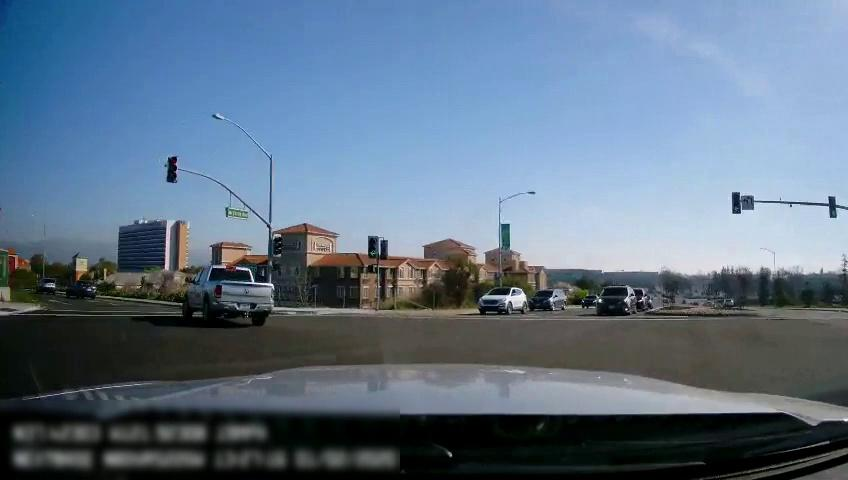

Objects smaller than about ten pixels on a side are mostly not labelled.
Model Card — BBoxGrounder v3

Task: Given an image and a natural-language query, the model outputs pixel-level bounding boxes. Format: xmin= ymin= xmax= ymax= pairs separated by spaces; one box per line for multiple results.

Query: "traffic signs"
xmin=225 ymin=206 xmax=249 ymax=220
xmin=740 ymin=194 xmax=755 ymax=210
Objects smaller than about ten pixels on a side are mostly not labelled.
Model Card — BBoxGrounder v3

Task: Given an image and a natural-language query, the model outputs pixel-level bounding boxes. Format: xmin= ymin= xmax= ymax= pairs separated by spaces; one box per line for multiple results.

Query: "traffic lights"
xmin=380 ymin=239 xmax=389 ymax=260
xmin=166 ymin=156 xmax=179 ymax=184
xmin=272 ymin=234 xmax=284 ymax=257
xmin=828 ymin=195 xmax=837 ymax=219
xmin=368 ymin=235 xmax=380 ymax=259
xmin=731 ymin=191 xmax=742 ymax=214
xmin=271 ymin=260 xmax=282 ymax=271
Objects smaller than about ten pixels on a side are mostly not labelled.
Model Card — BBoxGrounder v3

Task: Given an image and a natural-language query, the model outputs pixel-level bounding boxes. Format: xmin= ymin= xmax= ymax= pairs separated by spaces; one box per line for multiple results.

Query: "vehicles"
xmin=645 ymin=295 xmax=654 ymax=309
xmin=181 ymin=265 xmax=275 ymax=328
xmin=722 ymin=298 xmax=735 ymax=308
xmin=528 ymin=289 xmax=567 ymax=312
xmin=631 ymin=288 xmax=649 ymax=312
xmin=597 ymin=285 xmax=637 ymax=317
xmin=65 ymin=280 xmax=97 ymax=300
xmin=581 ymin=295 xmax=600 ymax=309
xmin=35 ymin=278 xmax=56 ymax=295
xmin=478 ymin=287 xmax=528 ymax=316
